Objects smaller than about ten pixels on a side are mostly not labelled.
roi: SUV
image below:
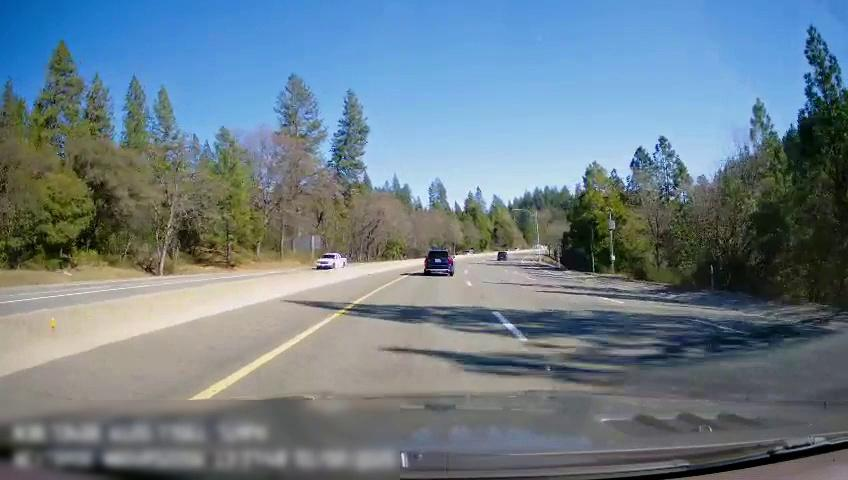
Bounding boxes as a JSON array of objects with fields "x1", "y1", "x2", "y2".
[{"x1": 423, "y1": 250, "x2": 455, "y2": 277}]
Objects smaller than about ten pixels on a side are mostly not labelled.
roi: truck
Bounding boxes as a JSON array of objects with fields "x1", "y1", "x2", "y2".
[{"x1": 315, "y1": 252, "x2": 348, "y2": 271}]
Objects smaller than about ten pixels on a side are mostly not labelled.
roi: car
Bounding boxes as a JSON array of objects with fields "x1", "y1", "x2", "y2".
[{"x1": 497, "y1": 252, "x2": 508, "y2": 261}]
